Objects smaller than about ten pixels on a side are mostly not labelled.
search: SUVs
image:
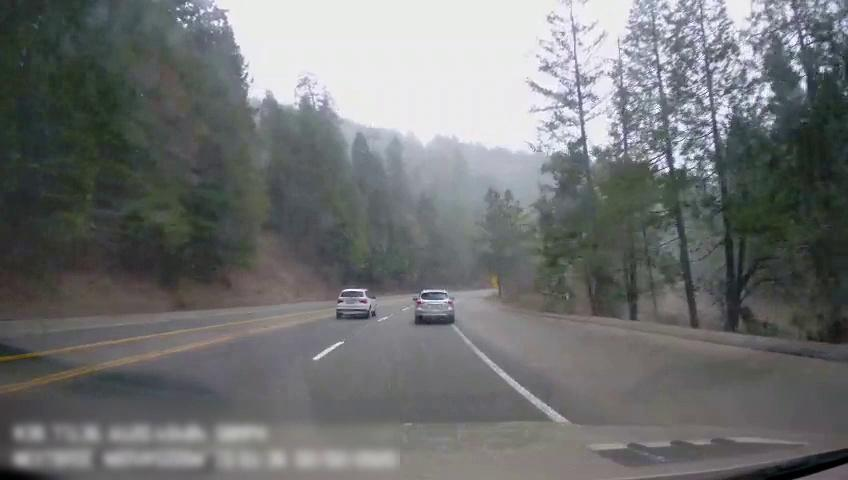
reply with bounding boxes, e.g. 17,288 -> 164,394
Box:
412,290 -> 455,324
336,289 -> 377,318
